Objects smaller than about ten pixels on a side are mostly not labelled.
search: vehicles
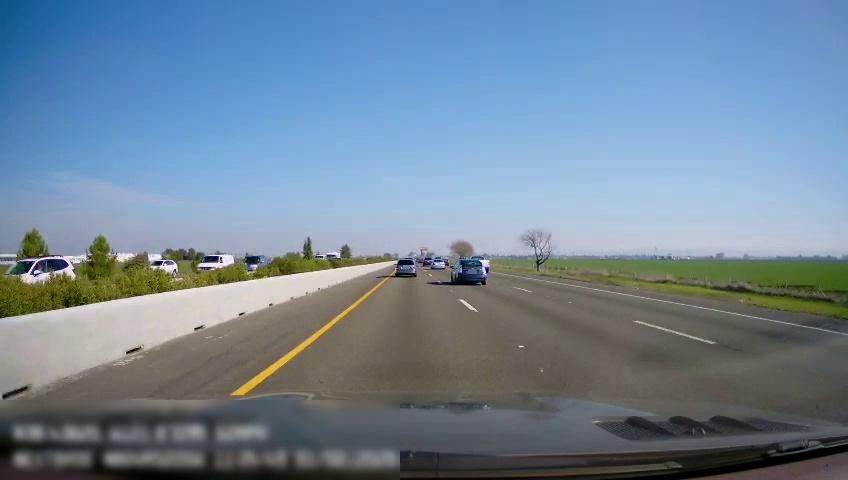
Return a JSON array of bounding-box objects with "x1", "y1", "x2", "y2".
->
[
  {"x1": 4, "y1": 256, "x2": 76, "y2": 284},
  {"x1": 394, "y1": 257, "x2": 418, "y2": 277},
  {"x1": 325, "y1": 252, "x2": 341, "y2": 260},
  {"x1": 429, "y1": 258, "x2": 447, "y2": 270},
  {"x1": 313, "y1": 254, "x2": 326, "y2": 259},
  {"x1": 244, "y1": 255, "x2": 272, "y2": 272},
  {"x1": 150, "y1": 260, "x2": 178, "y2": 276},
  {"x1": 449, "y1": 259, "x2": 487, "y2": 286},
  {"x1": 197, "y1": 255, "x2": 235, "y2": 272},
  {"x1": 422, "y1": 256, "x2": 433, "y2": 267},
  {"x1": 472, "y1": 254, "x2": 491, "y2": 273}
]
